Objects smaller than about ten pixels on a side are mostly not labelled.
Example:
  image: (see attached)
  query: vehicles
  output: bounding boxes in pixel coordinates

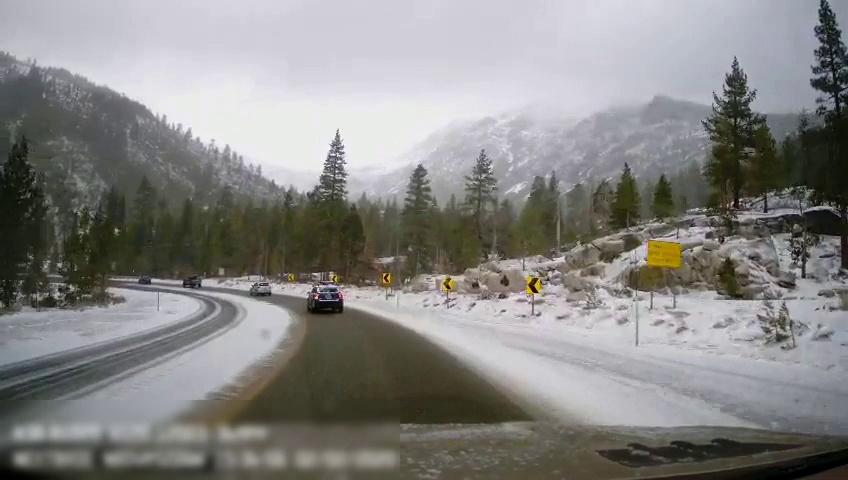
[249,281,272,297]
[306,280,344,314]
[138,275,152,284]
[182,275,202,288]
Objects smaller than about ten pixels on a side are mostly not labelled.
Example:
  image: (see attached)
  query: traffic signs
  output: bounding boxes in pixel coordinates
[382,272,391,284]
[441,276,454,292]
[525,276,541,295]
[646,239,682,269]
